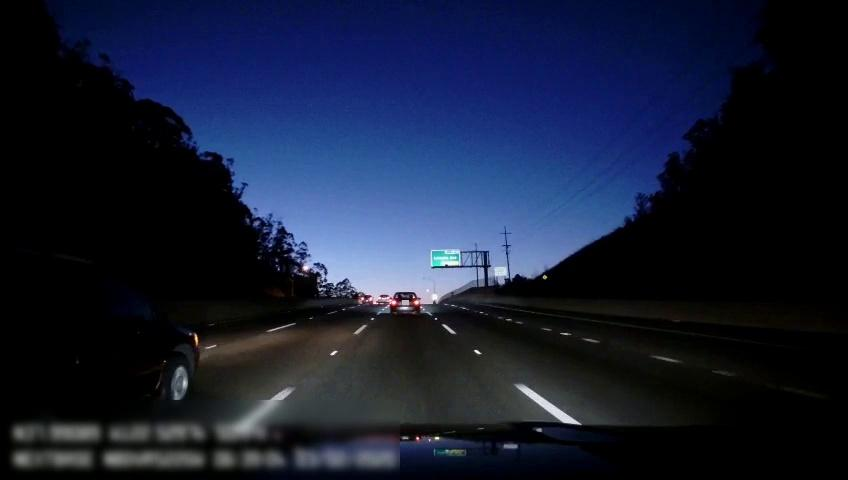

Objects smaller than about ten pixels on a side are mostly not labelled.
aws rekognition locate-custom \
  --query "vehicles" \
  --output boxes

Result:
[0,249,201,438]
[361,294,374,304]
[377,294,390,305]
[389,291,422,317]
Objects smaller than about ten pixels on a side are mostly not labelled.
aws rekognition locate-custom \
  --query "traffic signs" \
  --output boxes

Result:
[494,267,508,276]
[430,249,461,268]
